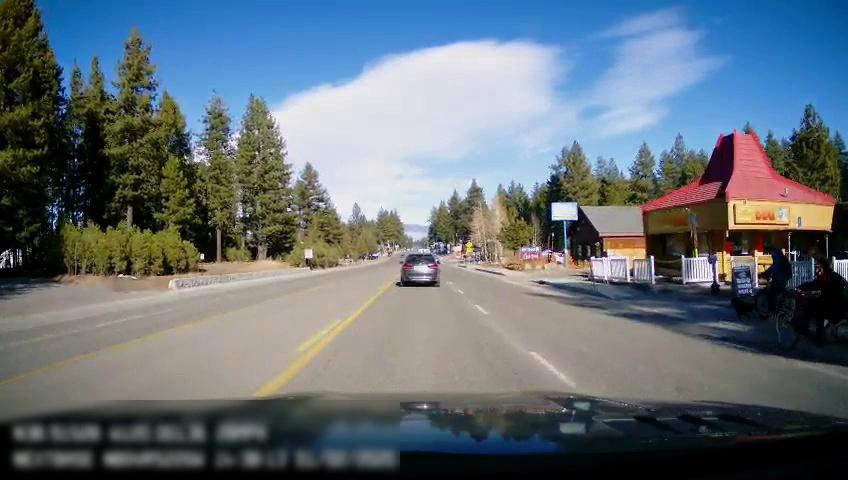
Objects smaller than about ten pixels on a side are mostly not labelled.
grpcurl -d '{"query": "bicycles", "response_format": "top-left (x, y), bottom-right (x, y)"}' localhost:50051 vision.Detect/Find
top-left (790, 261), bottom-right (848, 339)
top-left (753, 250), bottom-right (799, 319)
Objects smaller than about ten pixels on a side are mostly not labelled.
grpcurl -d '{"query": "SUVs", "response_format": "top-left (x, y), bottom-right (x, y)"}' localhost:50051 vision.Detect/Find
top-left (400, 253), bottom-right (439, 287)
